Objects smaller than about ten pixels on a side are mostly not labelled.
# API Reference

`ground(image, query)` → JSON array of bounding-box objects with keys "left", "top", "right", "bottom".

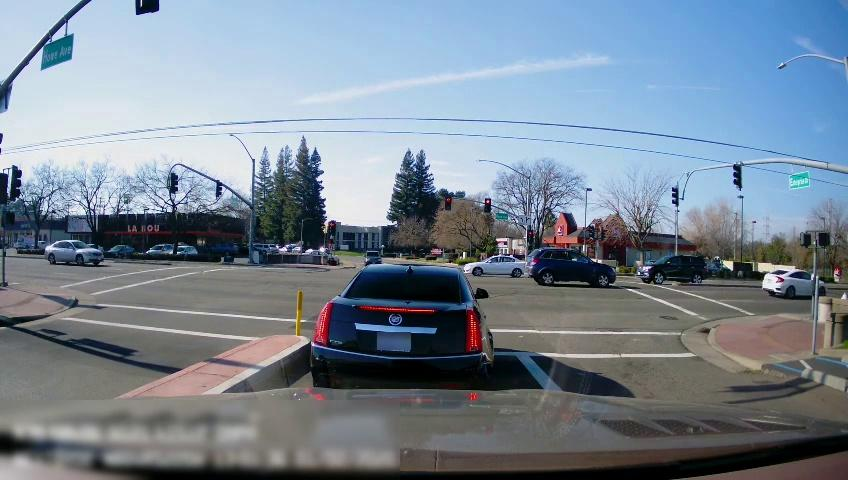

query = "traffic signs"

[
  {"left": 790, "top": 170, "right": 810, "bottom": 188},
  {"left": 40, "top": 33, "right": 74, "bottom": 70},
  {"left": 496, "top": 212, "right": 508, "bottom": 219}
]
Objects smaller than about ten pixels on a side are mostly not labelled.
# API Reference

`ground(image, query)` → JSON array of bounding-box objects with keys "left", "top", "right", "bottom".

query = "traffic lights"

[
  {"left": 815, "top": 232, "right": 830, "bottom": 246},
  {"left": 214, "top": 179, "right": 223, "bottom": 197},
  {"left": 134, "top": 0, "right": 159, "bottom": 16},
  {"left": 328, "top": 222, "right": 336, "bottom": 236},
  {"left": 588, "top": 225, "right": 595, "bottom": 238},
  {"left": 732, "top": 161, "right": 742, "bottom": 187},
  {"left": 2, "top": 211, "right": 15, "bottom": 226},
  {"left": 600, "top": 225, "right": 606, "bottom": 238},
  {"left": 0, "top": 172, "right": 9, "bottom": 204},
  {"left": 169, "top": 172, "right": 178, "bottom": 193},
  {"left": 527, "top": 227, "right": 534, "bottom": 240},
  {"left": 10, "top": 165, "right": 23, "bottom": 202},
  {"left": 445, "top": 195, "right": 452, "bottom": 210},
  {"left": 0, "top": 132, "right": 4, "bottom": 153},
  {"left": 484, "top": 198, "right": 491, "bottom": 213},
  {"left": 799, "top": 232, "right": 814, "bottom": 247},
  {"left": 670, "top": 186, "right": 679, "bottom": 206}
]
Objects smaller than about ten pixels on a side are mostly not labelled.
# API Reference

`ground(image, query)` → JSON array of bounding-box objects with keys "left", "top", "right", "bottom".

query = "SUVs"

[
  {"left": 639, "top": 255, "right": 708, "bottom": 285},
  {"left": 365, "top": 250, "right": 381, "bottom": 265},
  {"left": 526, "top": 247, "right": 616, "bottom": 288}
]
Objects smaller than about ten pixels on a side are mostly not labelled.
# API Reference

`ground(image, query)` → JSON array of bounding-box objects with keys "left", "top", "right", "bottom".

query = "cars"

[
  {"left": 762, "top": 268, "right": 827, "bottom": 299},
  {"left": 44, "top": 240, "right": 105, "bottom": 266},
  {"left": 107, "top": 245, "right": 131, "bottom": 255},
  {"left": 144, "top": 244, "right": 177, "bottom": 257},
  {"left": 168, "top": 245, "right": 198, "bottom": 258},
  {"left": 310, "top": 263, "right": 495, "bottom": 391},
  {"left": 85, "top": 244, "right": 103, "bottom": 253},
  {"left": 463, "top": 256, "right": 528, "bottom": 278}
]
